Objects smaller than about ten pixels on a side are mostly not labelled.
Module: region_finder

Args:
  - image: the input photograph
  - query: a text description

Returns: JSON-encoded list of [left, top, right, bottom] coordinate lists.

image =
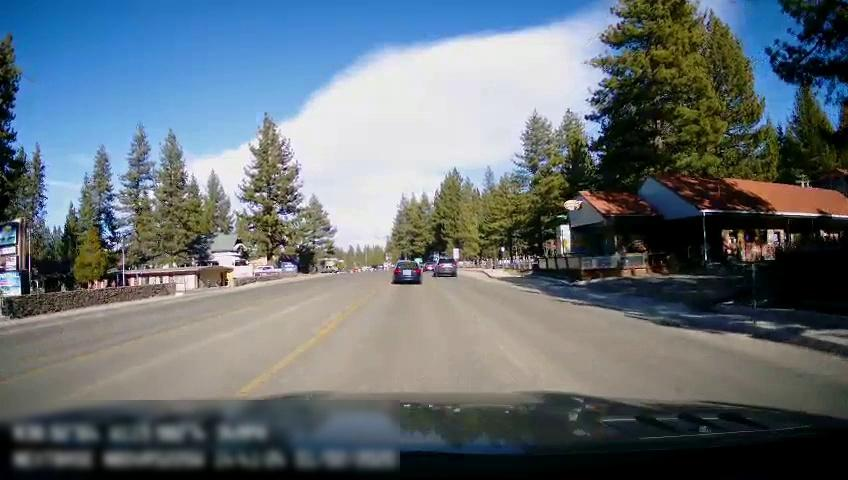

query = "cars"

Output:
[[423, 260, 437, 271], [393, 260, 422, 284]]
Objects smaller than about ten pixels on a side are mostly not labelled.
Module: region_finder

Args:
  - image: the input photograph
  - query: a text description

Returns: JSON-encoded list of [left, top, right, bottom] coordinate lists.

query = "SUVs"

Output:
[[435, 257, 458, 278]]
